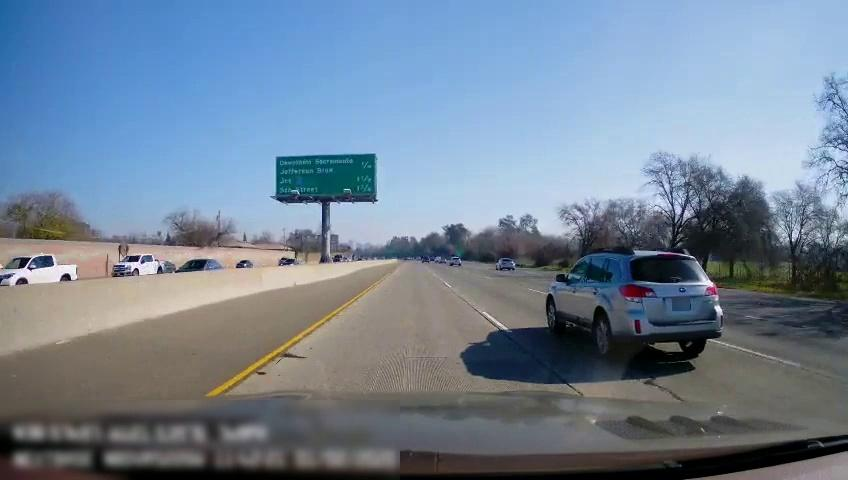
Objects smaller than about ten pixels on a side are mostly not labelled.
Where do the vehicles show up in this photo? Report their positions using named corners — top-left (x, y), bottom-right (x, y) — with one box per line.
top-left (175, 258), bottom-right (225, 273)
top-left (163, 261), bottom-right (176, 274)
top-left (495, 257), bottom-right (516, 271)
top-left (280, 258), bottom-right (300, 266)
top-left (332, 254), bottom-right (346, 263)
top-left (234, 260), bottom-right (255, 269)
top-left (0, 254), bottom-right (79, 287)
top-left (111, 253), bottom-right (167, 278)
top-left (449, 257), bottom-right (462, 267)
top-left (542, 248), bottom-right (722, 362)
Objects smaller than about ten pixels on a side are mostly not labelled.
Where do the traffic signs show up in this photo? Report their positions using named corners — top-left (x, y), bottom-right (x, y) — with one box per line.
top-left (274, 154), bottom-right (377, 199)
top-left (321, 233), bottom-right (340, 245)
